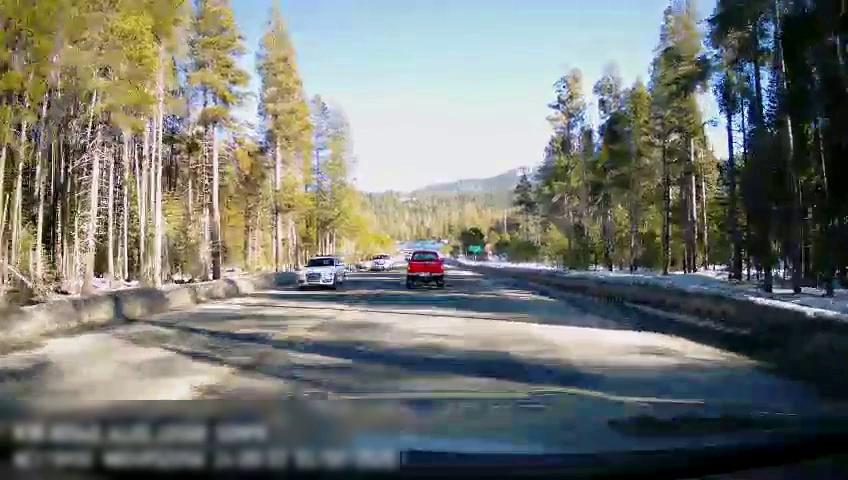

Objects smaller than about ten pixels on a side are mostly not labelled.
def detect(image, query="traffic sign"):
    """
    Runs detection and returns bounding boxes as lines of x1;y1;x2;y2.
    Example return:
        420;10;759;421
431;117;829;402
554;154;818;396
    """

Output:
467;243;483;253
